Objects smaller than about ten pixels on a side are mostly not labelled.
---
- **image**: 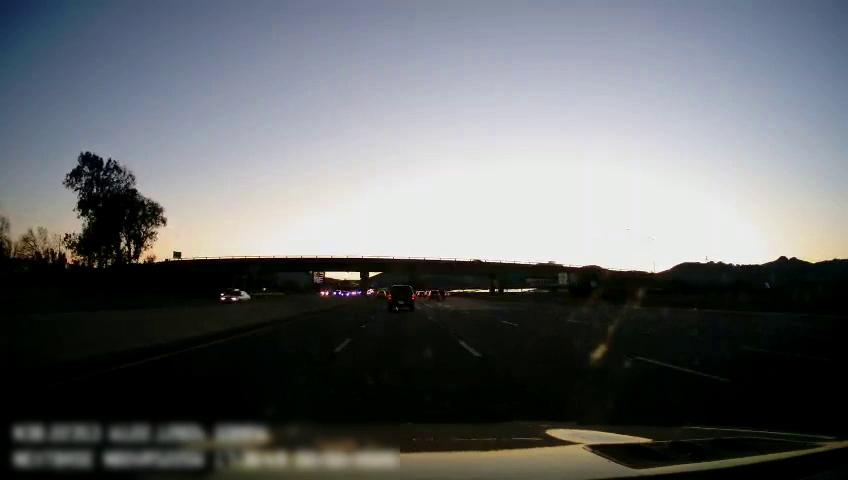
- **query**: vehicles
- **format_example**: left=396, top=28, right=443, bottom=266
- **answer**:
left=220, top=288, right=240, bottom=298
left=318, top=289, right=331, bottom=297
left=428, top=289, right=442, bottom=300
left=386, top=284, right=417, bottom=313
left=221, top=290, right=251, bottom=303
